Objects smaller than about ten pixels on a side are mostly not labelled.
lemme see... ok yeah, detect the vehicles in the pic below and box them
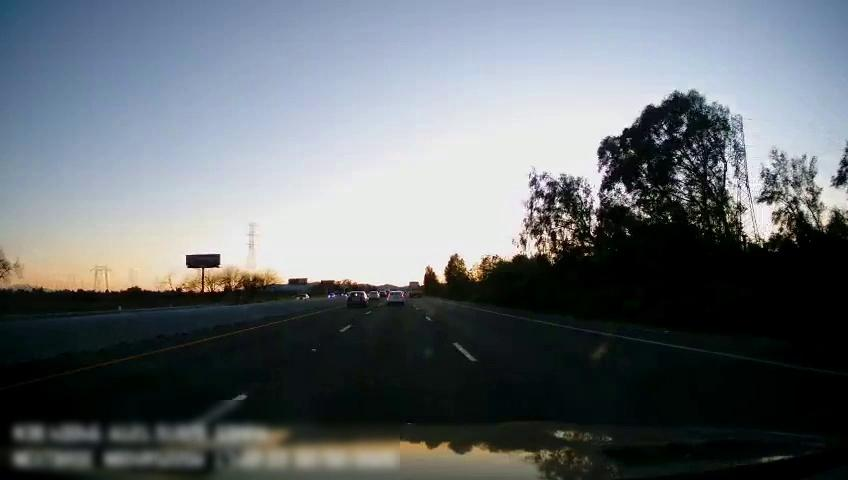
[408,281,422,297]
[367,290,382,302]
[345,290,371,309]
[296,293,310,300]
[386,289,406,306]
